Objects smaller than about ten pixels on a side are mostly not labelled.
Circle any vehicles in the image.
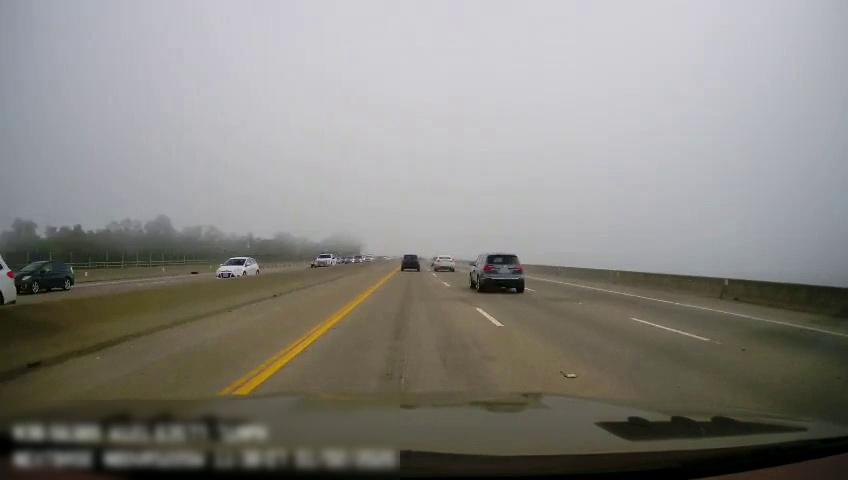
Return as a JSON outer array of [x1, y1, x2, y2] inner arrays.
[[350, 255, 367, 264], [12, 259, 76, 296], [430, 256, 439, 267], [432, 254, 456, 272], [313, 253, 338, 269], [215, 256, 261, 280], [0, 254, 19, 307], [343, 256, 355, 264], [400, 254, 420, 272], [468, 252, 526, 294]]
